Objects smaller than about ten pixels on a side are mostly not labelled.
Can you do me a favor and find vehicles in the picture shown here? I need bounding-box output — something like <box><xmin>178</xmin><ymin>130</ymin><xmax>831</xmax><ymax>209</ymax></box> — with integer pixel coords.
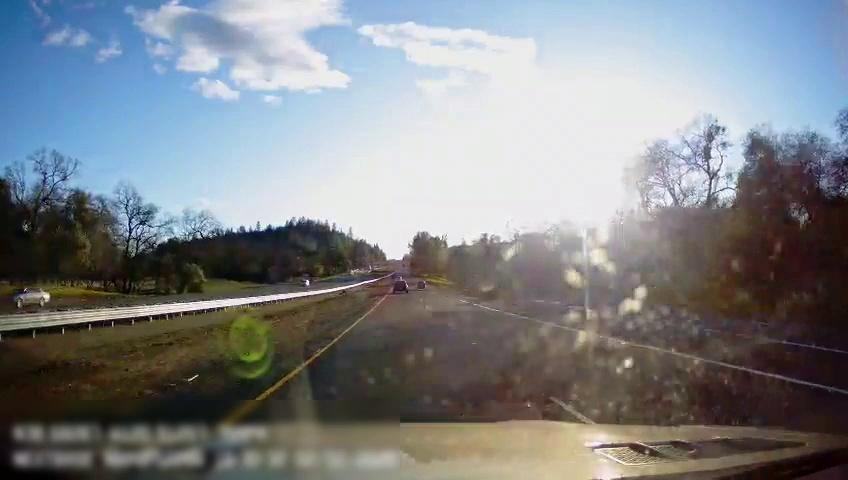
<box><xmin>3</xmin><ymin>288</ymin><xmax>51</xmax><ymax>310</ymax></box>
<box><xmin>392</xmin><ymin>280</ymin><xmax>408</xmax><ymax>294</ymax></box>
<box><xmin>415</xmin><ymin>282</ymin><xmax>426</xmax><ymax>292</ymax></box>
